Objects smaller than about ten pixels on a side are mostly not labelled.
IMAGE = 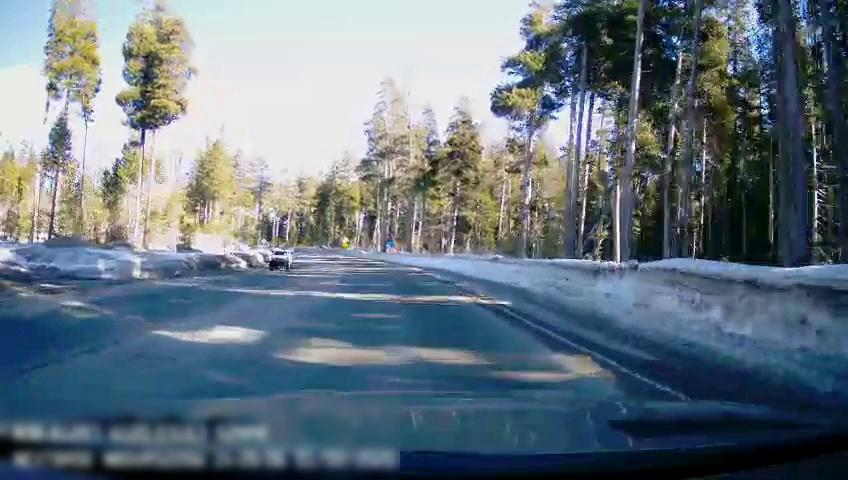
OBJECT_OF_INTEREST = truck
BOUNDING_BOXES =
[269,249,295,272]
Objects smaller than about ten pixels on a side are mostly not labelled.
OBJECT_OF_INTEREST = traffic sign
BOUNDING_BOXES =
[340,236,350,250]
